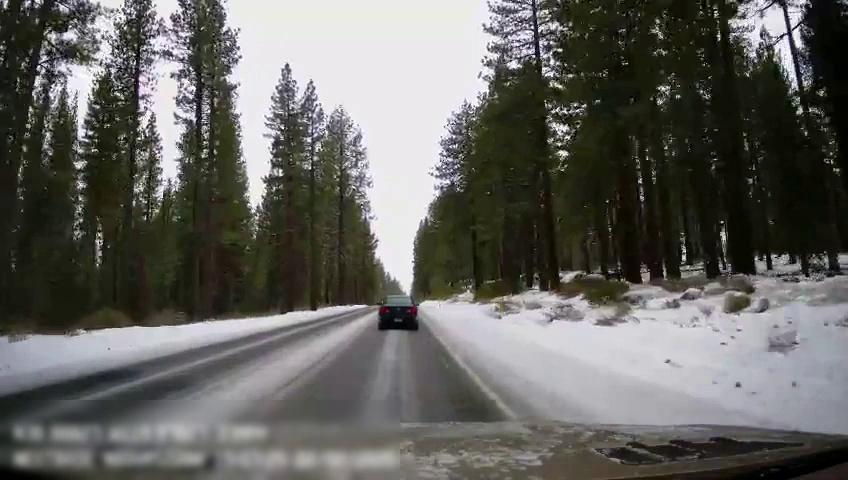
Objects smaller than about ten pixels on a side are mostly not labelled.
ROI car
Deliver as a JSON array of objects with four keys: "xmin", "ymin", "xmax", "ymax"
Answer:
[{"xmin": 379, "ymin": 295, "xmax": 420, "ymax": 329}]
